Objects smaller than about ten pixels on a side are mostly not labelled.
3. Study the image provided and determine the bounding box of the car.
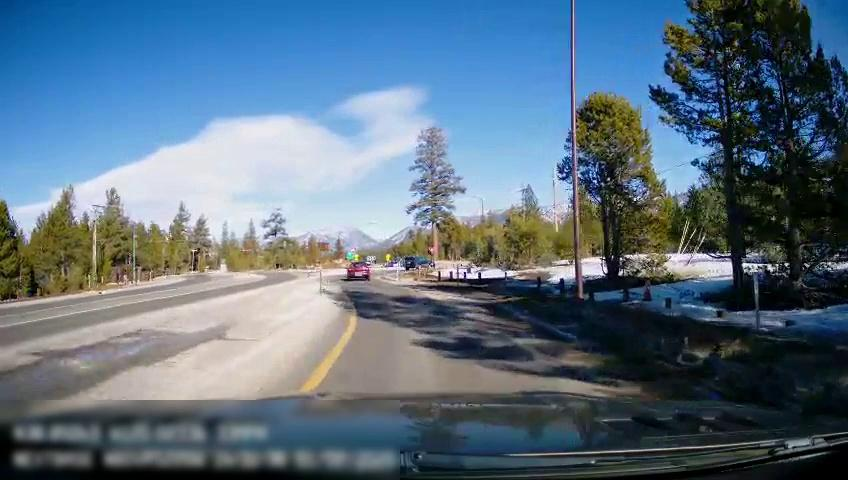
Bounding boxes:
[347,260,371,280]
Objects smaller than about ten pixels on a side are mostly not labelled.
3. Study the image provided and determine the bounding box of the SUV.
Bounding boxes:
[403,256,430,272]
